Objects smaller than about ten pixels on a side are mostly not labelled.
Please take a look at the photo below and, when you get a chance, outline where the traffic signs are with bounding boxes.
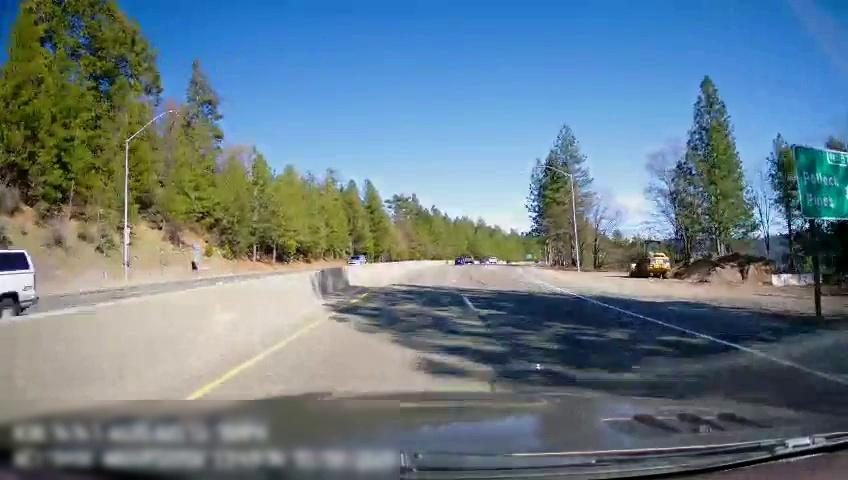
[789,145,848,221]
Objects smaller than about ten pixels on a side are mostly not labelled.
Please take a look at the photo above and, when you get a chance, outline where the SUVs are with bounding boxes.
[347,254,367,265]
[0,249,39,318]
